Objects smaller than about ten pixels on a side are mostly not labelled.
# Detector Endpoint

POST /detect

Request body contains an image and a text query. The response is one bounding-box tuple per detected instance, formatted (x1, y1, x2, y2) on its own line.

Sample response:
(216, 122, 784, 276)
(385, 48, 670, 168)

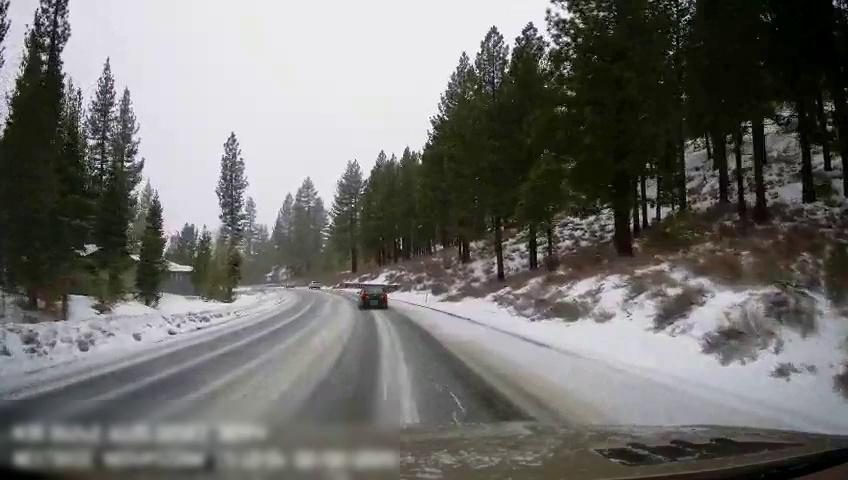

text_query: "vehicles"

(357, 286, 388, 309)
(308, 281, 321, 289)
